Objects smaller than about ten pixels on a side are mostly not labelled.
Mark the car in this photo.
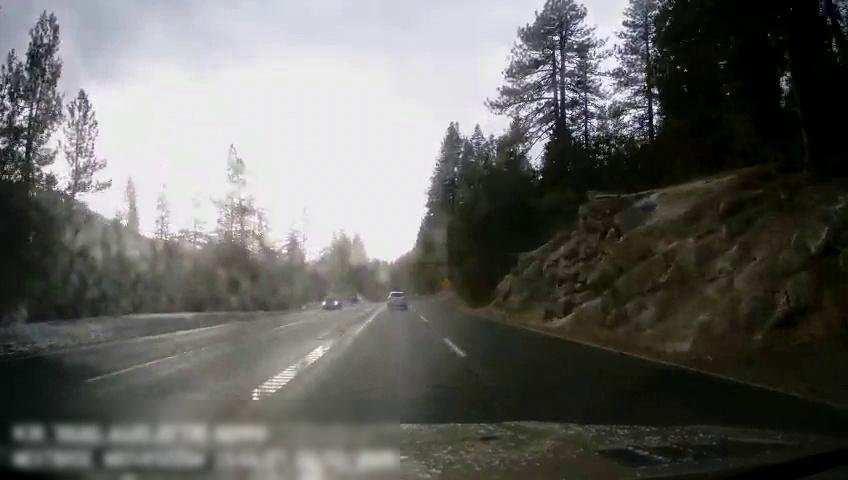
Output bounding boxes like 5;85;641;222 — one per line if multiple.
321;296;342;309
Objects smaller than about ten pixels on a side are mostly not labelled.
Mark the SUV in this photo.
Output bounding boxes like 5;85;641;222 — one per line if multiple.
385;291;408;311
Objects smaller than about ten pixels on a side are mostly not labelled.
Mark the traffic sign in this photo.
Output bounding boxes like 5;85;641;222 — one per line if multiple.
440;278;451;290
